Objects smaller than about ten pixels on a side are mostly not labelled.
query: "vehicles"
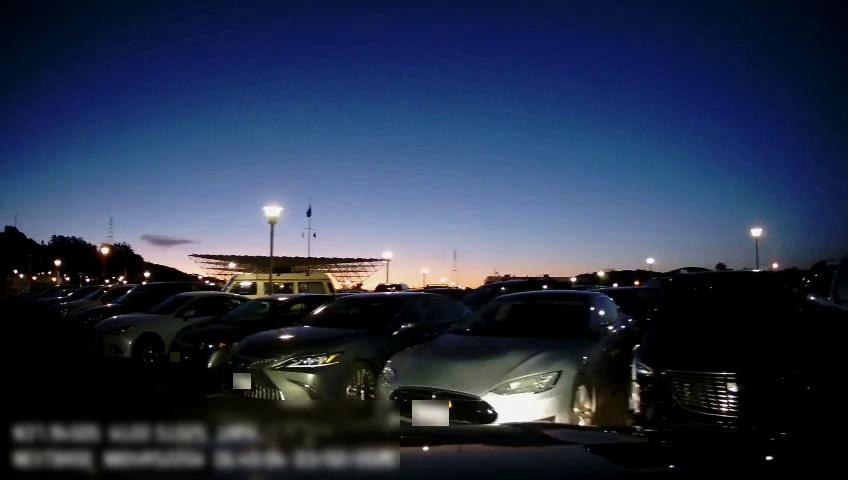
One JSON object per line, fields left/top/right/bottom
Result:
{"left": 627, "top": 268, "right": 834, "bottom": 426}
{"left": 90, "top": 290, "right": 252, "bottom": 371}
{"left": 165, "top": 293, "right": 354, "bottom": 377}
{"left": 59, "top": 284, "right": 137, "bottom": 324}
{"left": 373, "top": 282, "right": 411, "bottom": 292}
{"left": 798, "top": 261, "right": 848, "bottom": 357}
{"left": 220, "top": 290, "right": 474, "bottom": 416}
{"left": 42, "top": 286, "right": 103, "bottom": 314}
{"left": 71, "top": 281, "right": 208, "bottom": 337}
{"left": 372, "top": 289, "right": 643, "bottom": 427}
{"left": 218, "top": 272, "right": 339, "bottom": 299}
